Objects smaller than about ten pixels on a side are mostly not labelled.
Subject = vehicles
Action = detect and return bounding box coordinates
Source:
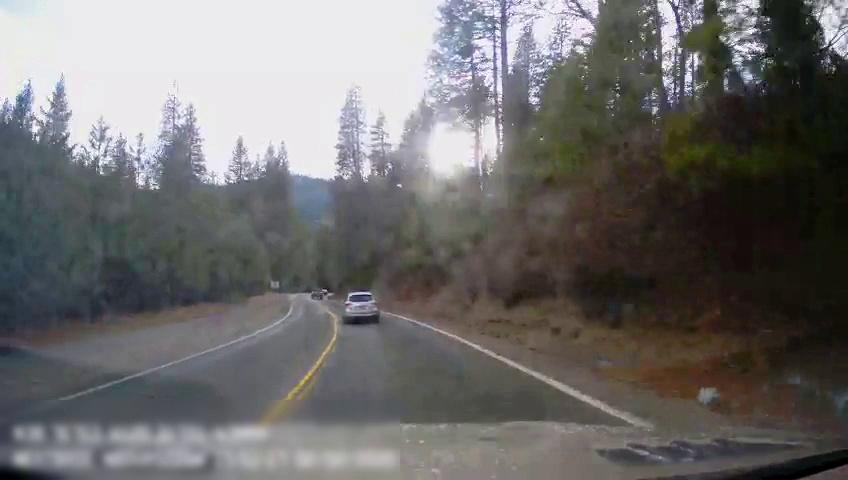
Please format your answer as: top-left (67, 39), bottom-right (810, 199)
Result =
top-left (343, 292), bottom-right (381, 323)
top-left (310, 286), bottom-right (324, 300)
